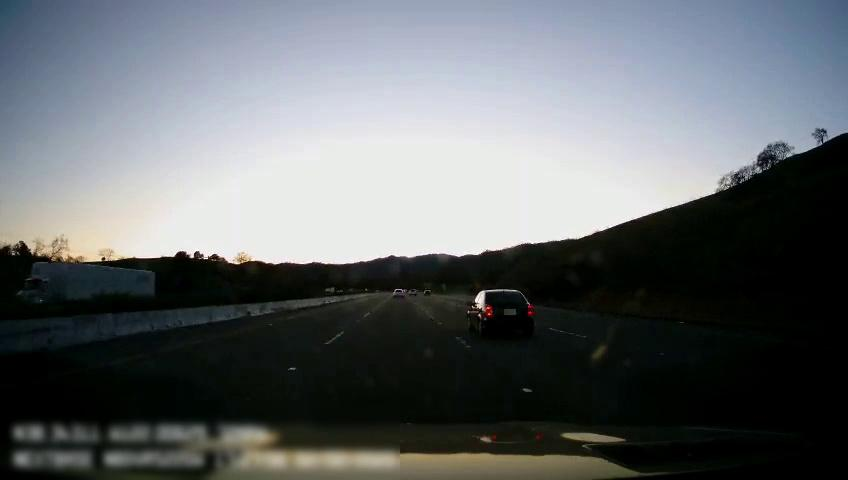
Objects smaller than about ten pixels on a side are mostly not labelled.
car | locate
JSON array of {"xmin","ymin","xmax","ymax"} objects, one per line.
[{"xmin": 466, "ymin": 289, "xmax": 534, "ymax": 338}]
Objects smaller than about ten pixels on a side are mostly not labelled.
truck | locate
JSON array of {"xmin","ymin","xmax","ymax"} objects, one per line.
[{"xmin": 14, "ymin": 262, "xmax": 155, "ymax": 306}]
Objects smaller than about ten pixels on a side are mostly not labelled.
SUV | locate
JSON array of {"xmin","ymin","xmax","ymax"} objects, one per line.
[{"xmin": 392, "ymin": 290, "xmax": 404, "ymax": 299}]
